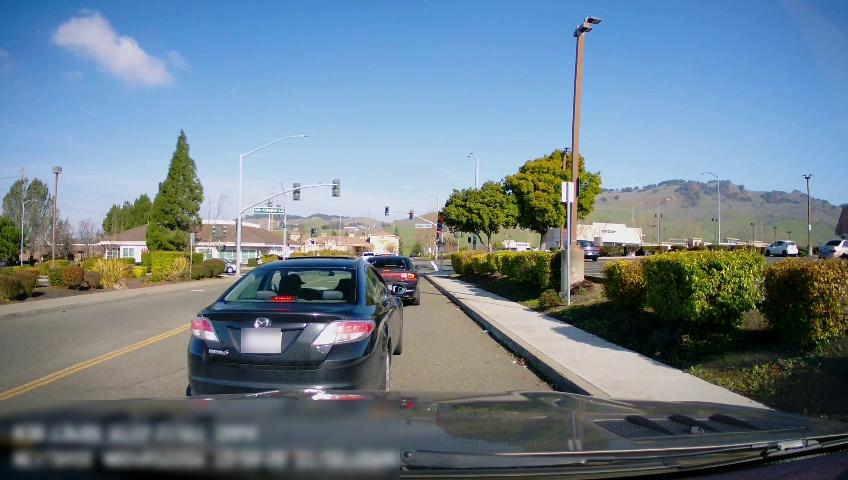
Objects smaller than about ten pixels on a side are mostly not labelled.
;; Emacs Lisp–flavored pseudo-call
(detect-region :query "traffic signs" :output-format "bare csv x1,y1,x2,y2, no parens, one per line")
189,232,195,243
561,181,575,203
414,223,433,229
253,206,285,216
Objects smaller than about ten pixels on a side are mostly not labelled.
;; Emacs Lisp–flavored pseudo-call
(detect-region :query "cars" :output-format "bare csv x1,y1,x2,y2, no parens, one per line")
818,239,848,260
764,239,799,258
219,257,237,273
563,239,602,262
185,254,407,398
365,255,422,306
360,251,376,261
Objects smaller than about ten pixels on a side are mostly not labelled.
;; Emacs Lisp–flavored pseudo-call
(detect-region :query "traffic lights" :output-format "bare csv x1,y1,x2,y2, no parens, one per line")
331,178,341,198
435,211,445,232
435,228,442,240
211,224,219,241
384,206,390,217
292,182,301,201
408,209,414,220
235,217,243,232
221,224,228,239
